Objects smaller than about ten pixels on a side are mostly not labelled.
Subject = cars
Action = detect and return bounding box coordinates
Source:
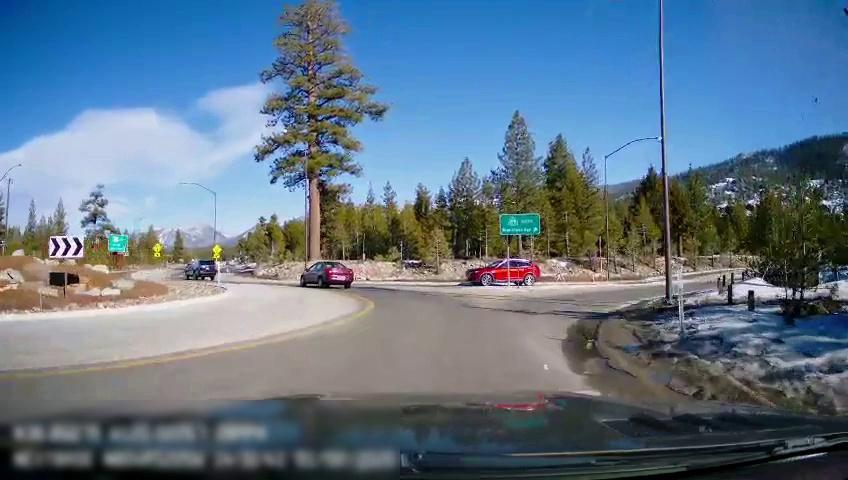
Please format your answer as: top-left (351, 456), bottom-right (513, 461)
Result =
top-left (299, 260), bottom-right (352, 289)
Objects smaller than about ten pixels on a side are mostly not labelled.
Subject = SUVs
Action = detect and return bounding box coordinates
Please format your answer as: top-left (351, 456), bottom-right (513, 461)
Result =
top-left (464, 258), bottom-right (542, 287)
top-left (184, 259), bottom-right (218, 280)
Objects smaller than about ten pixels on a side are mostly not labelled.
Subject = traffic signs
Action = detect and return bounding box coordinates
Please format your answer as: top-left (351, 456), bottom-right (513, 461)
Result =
top-left (212, 244), bottom-right (222, 255)
top-left (499, 214), bottom-right (541, 236)
top-left (107, 234), bottom-right (128, 256)
top-left (48, 236), bottom-right (85, 259)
